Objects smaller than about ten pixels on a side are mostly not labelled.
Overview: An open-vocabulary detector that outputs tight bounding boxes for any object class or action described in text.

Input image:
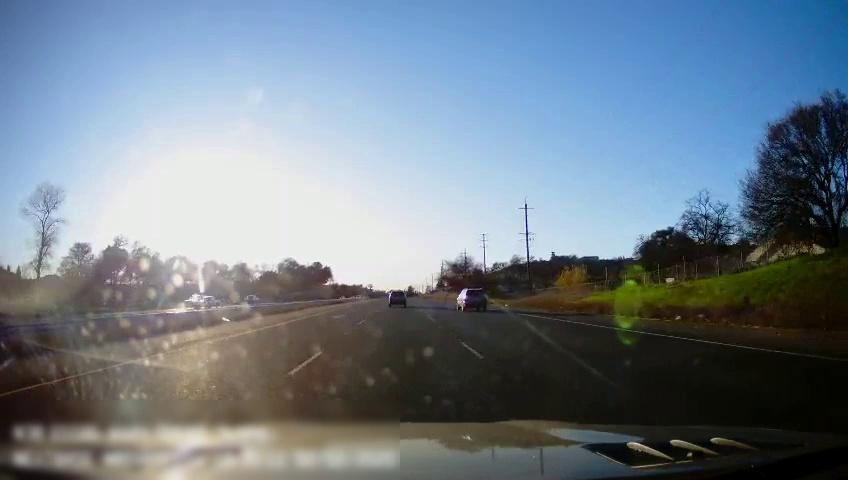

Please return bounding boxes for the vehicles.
[243,294,260,305]
[196,295,221,309]
[388,290,407,308]
[183,294,202,309]
[456,288,488,312]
